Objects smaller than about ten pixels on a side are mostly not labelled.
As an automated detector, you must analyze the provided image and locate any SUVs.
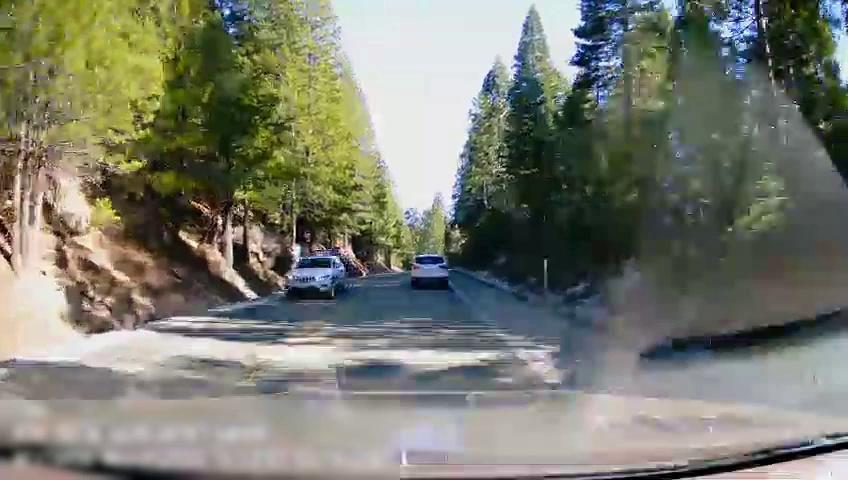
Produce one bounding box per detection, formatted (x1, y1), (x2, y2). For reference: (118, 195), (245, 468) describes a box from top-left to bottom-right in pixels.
(407, 253), (450, 290)
(285, 256), (345, 300)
